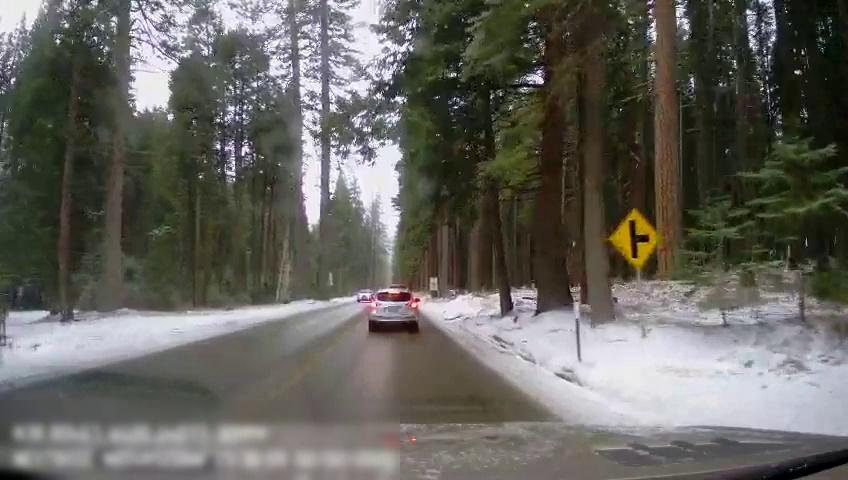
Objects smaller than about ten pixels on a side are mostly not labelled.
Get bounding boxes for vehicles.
[367,287,422,332]
[357,288,375,303]
[388,283,406,292]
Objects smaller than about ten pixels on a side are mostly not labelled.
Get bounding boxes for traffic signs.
[429,276,438,287]
[608,207,660,270]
